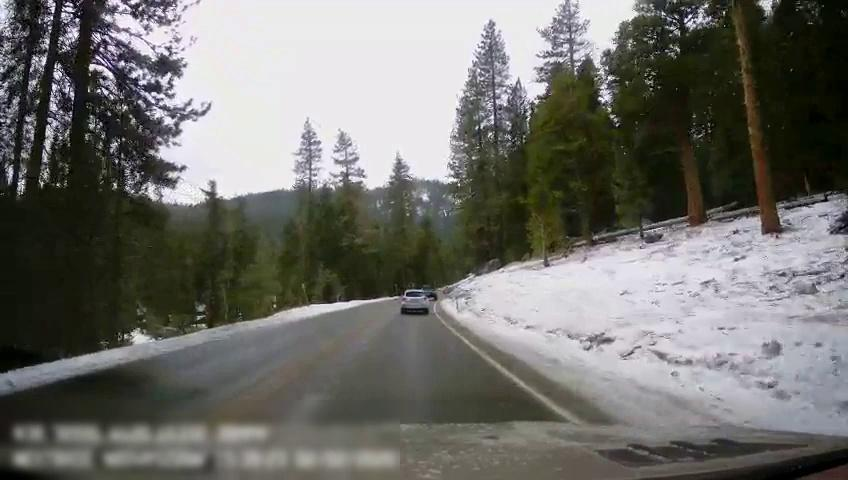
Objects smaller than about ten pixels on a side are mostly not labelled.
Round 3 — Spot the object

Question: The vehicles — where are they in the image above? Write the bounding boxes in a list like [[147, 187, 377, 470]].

[[401, 289, 429, 314], [421, 285, 437, 300]]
